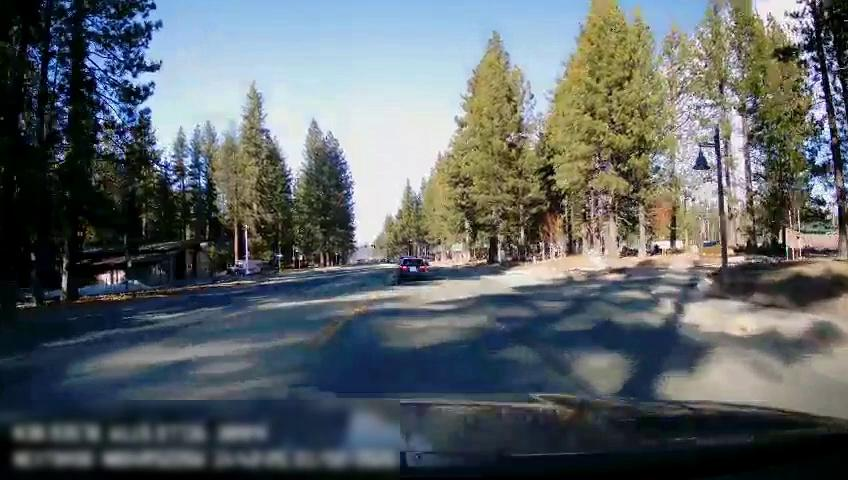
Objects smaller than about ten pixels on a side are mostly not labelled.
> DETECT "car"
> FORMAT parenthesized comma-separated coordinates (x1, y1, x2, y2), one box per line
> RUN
(398, 257, 428, 281)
